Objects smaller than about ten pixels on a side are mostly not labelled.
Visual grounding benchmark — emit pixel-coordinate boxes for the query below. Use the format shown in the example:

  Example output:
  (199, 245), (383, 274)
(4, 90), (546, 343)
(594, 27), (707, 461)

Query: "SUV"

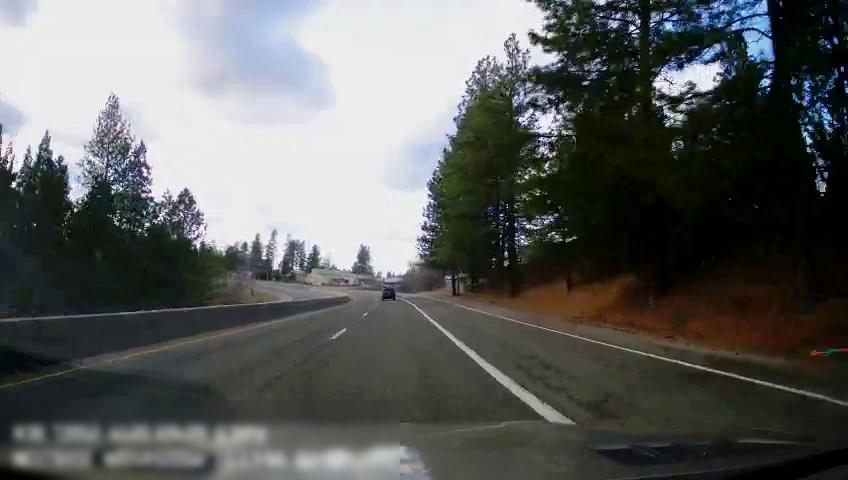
(380, 286), (396, 301)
